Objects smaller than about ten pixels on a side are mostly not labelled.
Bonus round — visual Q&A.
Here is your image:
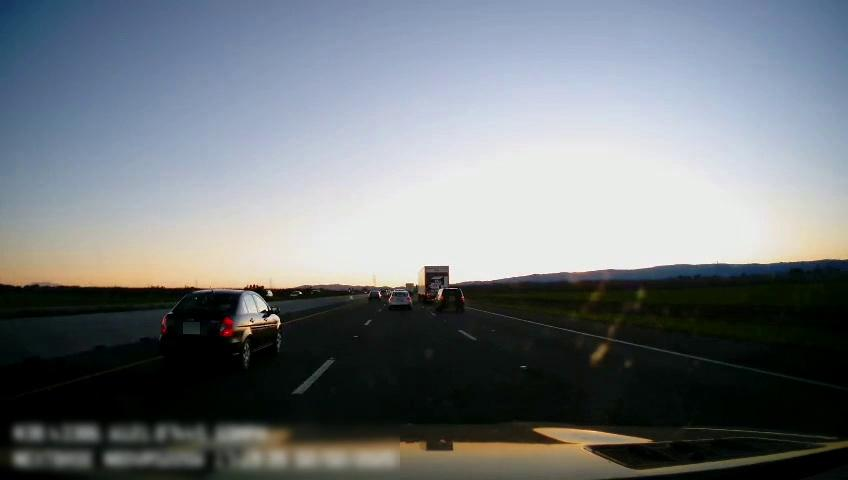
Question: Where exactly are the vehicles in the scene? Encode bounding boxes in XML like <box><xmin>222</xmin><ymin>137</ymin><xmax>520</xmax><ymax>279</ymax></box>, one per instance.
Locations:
<box><xmin>258</xmin><ymin>289</ymin><xmax>274</xmax><ymax>299</ymax></box>
<box><xmin>289</xmin><ymin>290</ymin><xmax>303</xmax><ymax>298</ymax></box>
<box><xmin>387</xmin><ymin>291</ymin><xmax>413</xmax><ymax>312</ymax></box>
<box><xmin>405</xmin><ymin>283</ymin><xmax>414</xmax><ymax>294</ymax></box>
<box><xmin>434</xmin><ymin>285</ymin><xmax>466</xmax><ymax>312</ymax></box>
<box><xmin>155</xmin><ymin>289</ymin><xmax>285</xmax><ymax>374</ymax></box>
<box><xmin>309</xmin><ymin>289</ymin><xmax>321</xmax><ymax>295</ymax></box>
<box><xmin>415</xmin><ymin>265</ymin><xmax>450</xmax><ymax>304</ymax></box>
<box><xmin>367</xmin><ymin>290</ymin><xmax>382</xmax><ymax>302</ymax></box>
